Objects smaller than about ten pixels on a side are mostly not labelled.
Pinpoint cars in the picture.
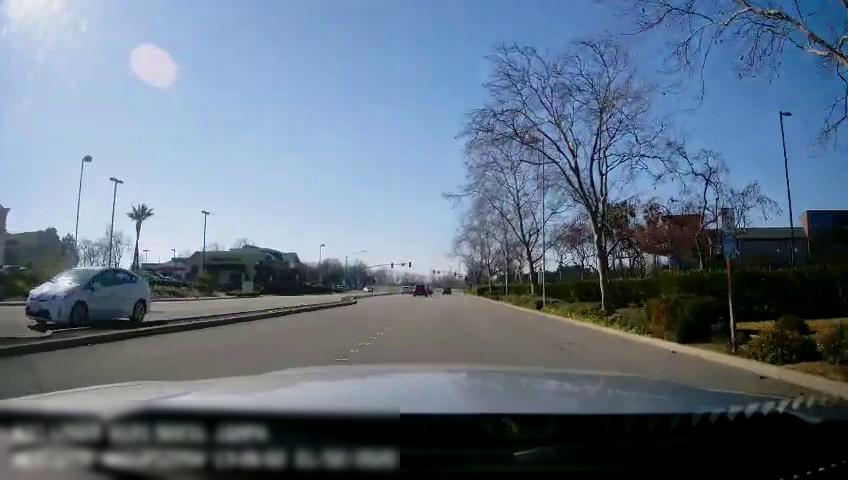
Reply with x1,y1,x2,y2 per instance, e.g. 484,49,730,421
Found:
25,267,152,330
413,284,428,297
